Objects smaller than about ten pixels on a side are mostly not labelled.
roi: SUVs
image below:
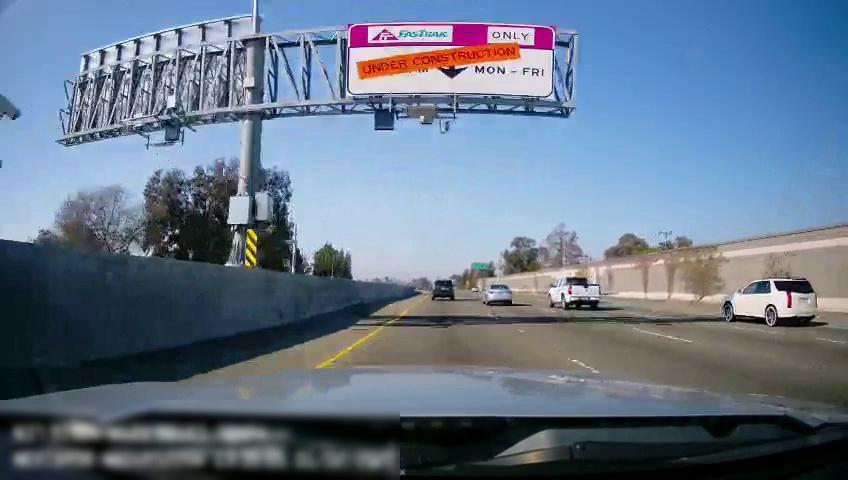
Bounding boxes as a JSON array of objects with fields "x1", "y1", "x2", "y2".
[
  {"x1": 720, "y1": 277, "x2": 817, "y2": 327},
  {"x1": 431, "y1": 279, "x2": 455, "y2": 300}
]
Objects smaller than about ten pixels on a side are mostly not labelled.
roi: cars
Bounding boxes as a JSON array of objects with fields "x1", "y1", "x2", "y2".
[{"x1": 480, "y1": 283, "x2": 513, "y2": 306}]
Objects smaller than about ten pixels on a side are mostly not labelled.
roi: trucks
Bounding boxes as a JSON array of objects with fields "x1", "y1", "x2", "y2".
[{"x1": 548, "y1": 277, "x2": 601, "y2": 310}]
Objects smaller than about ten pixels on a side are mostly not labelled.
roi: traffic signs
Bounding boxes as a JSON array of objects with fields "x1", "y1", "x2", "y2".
[
  {"x1": 245, "y1": 228, "x2": 258, "y2": 269},
  {"x1": 472, "y1": 262, "x2": 490, "y2": 270}
]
